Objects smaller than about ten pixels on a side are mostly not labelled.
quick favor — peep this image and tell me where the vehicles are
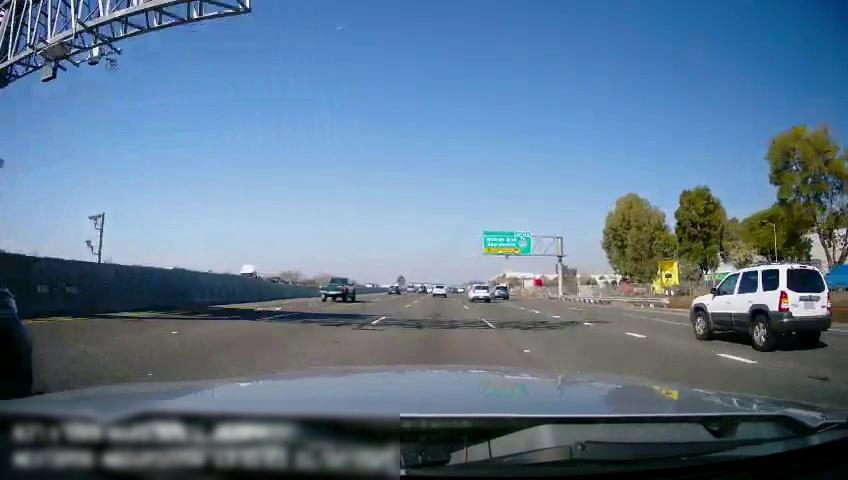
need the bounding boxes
[523,279,544,289]
[239,264,265,282]
[387,285,401,295]
[319,277,357,302]
[406,285,417,293]
[491,285,509,300]
[619,283,641,297]
[432,284,447,298]
[0,287,35,402]
[468,283,492,303]
[418,285,428,294]
[650,259,694,298]
[688,261,834,353]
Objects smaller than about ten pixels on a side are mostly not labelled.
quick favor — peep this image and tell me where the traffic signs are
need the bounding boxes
[482,230,534,256]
